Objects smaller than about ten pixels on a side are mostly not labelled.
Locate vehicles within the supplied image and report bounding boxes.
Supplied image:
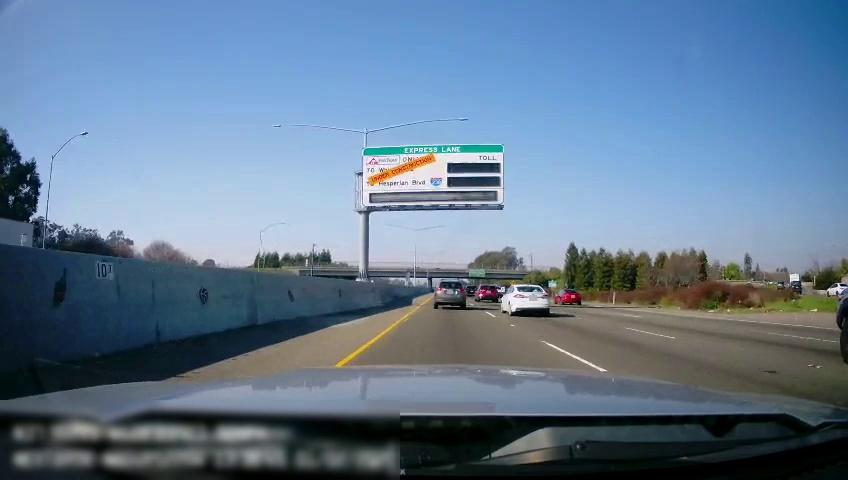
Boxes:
[497,285,506,296]
[553,288,583,306]
[474,284,498,303]
[789,273,800,282]
[432,278,468,310]
[465,286,477,297]
[835,291,848,334]
[500,284,550,317]
[825,282,848,298]
[776,281,785,289]
[789,280,803,294]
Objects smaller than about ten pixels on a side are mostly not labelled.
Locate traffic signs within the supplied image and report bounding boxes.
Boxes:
[95,261,113,280]
[468,268,486,278]
[361,142,506,207]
